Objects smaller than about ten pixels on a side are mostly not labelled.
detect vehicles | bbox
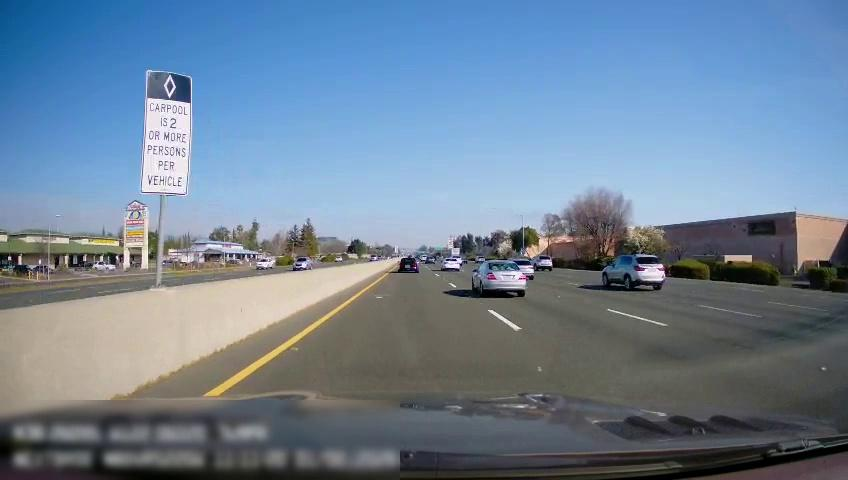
[474,256,486,265]
[425,256,435,264]
[455,257,465,267]
[442,257,460,271]
[470,260,527,297]
[514,259,534,280]
[255,257,273,270]
[532,255,552,272]
[370,255,378,262]
[449,247,460,257]
[600,254,666,290]
[293,257,312,271]
[397,256,419,274]
[335,254,343,263]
